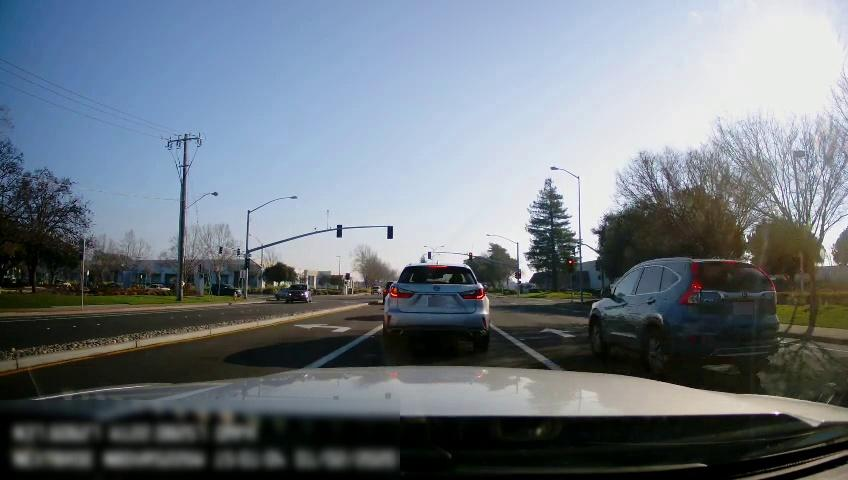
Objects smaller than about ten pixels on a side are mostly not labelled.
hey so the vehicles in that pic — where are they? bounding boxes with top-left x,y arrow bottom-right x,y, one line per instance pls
207,282 -> 243,299
586,256 -> 781,381
382,280 -> 396,305
384,264 -> 490,351
274,288 -> 289,301
286,284 -> 312,304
